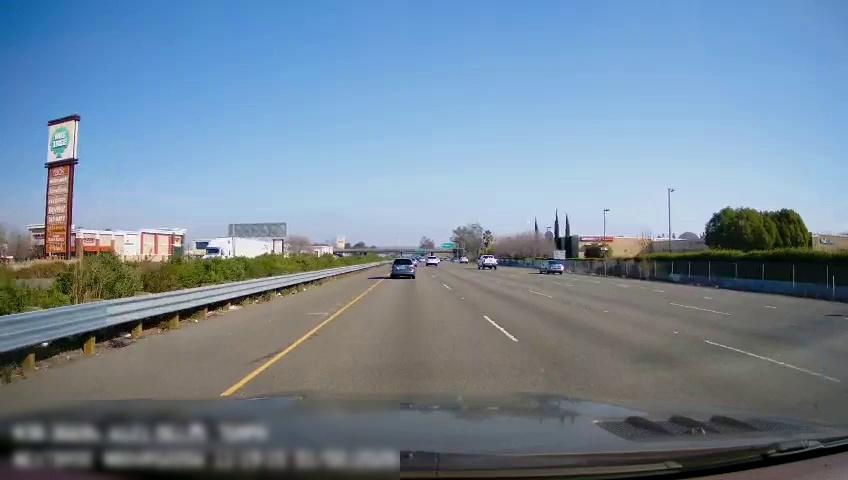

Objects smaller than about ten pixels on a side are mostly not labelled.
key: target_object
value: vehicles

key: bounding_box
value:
[411,258,418,268]
[391,258,417,280]
[425,255,438,267]
[459,257,469,264]
[201,237,265,260]
[539,259,564,274]
[478,255,499,270]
